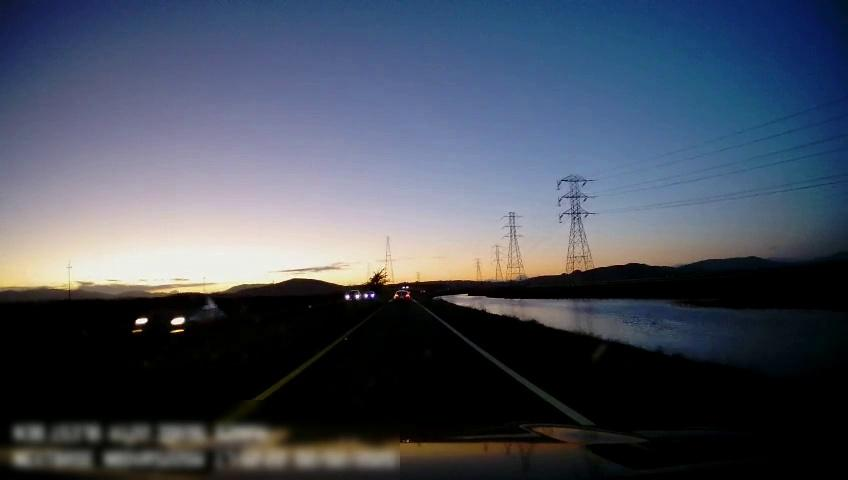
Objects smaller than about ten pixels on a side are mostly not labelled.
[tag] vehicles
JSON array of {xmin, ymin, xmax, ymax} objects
[
  {"xmin": 393, "ymin": 290, "xmax": 411, "ymax": 304},
  {"xmin": 363, "ymin": 290, "xmax": 376, "ymax": 300},
  {"xmin": 132, "ymin": 294, "xmax": 218, "ymax": 346},
  {"xmin": 345, "ymin": 290, "xmax": 360, "ymax": 301}
]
